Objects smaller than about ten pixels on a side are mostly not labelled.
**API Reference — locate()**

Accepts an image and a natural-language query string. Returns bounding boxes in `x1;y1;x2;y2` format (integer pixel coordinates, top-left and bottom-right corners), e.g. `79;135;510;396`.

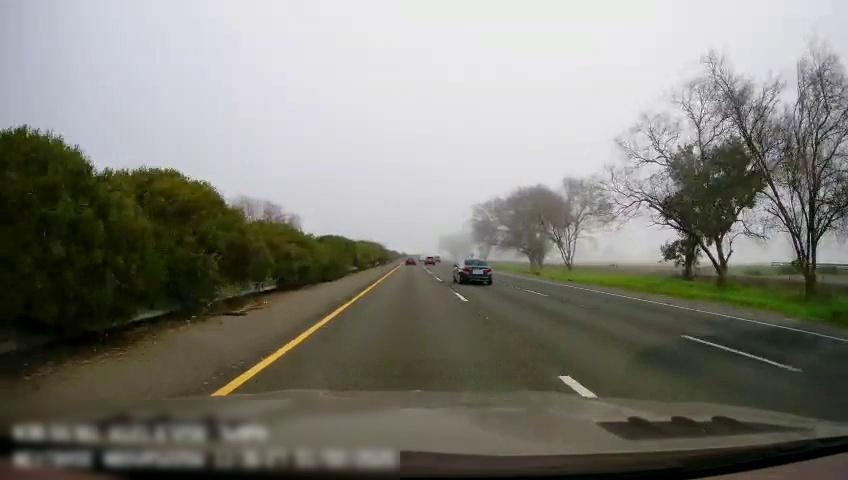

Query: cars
452;259;493;285
405;257;418;266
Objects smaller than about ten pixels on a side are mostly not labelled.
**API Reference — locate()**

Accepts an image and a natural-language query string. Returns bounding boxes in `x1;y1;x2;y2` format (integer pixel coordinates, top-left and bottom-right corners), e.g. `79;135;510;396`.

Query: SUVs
423;256;435;266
